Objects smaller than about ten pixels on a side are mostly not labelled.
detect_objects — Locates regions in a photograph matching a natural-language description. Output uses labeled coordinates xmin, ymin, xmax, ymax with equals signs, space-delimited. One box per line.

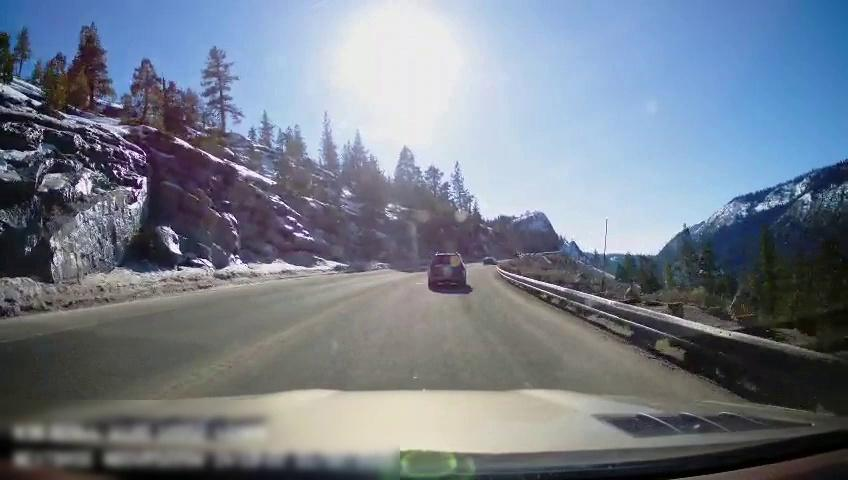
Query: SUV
xmin=427 ymin=252 xmax=470 ymax=289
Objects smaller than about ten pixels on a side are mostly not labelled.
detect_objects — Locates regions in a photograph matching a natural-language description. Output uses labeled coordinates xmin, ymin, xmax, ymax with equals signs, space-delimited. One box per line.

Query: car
xmin=484 ymin=255 xmax=497 ymax=266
